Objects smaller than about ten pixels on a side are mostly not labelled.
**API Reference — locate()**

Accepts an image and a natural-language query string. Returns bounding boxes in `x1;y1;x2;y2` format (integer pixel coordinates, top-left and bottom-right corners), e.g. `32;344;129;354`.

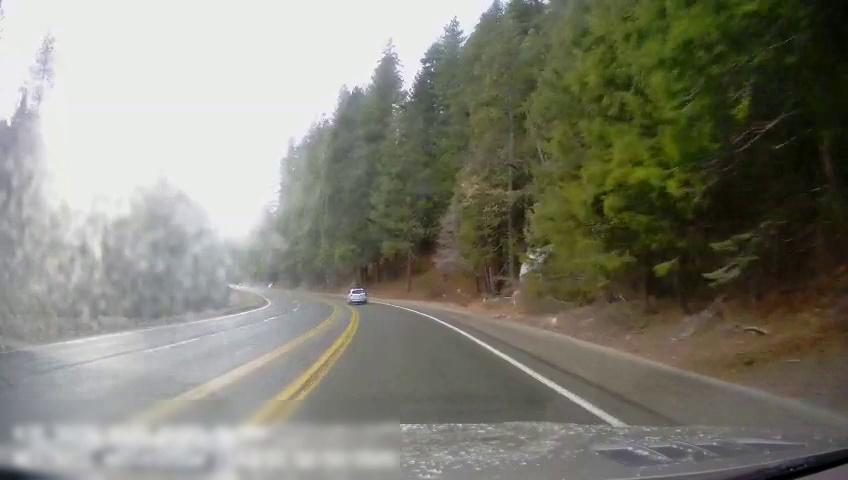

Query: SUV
348;288;367;305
